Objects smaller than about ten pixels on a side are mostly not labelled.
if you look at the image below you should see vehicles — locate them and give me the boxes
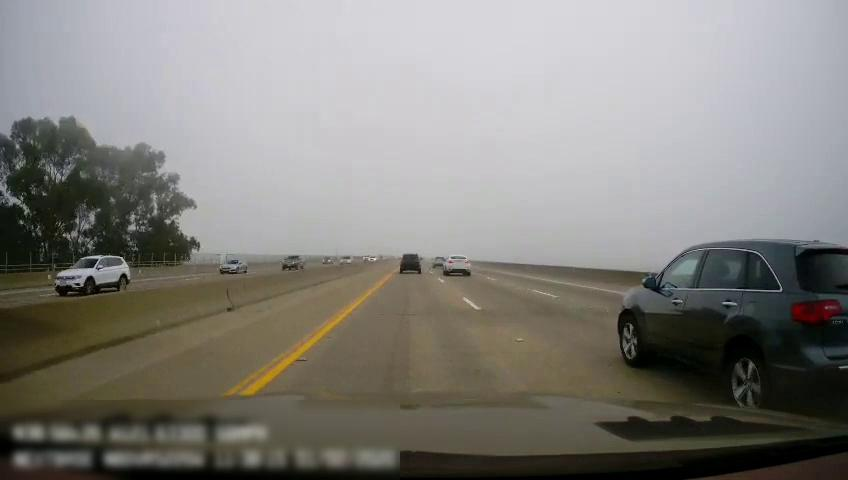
[281,255,306,271]
[367,256,379,262]
[339,255,354,265]
[321,256,336,264]
[441,255,472,277]
[432,257,446,269]
[218,258,248,274]
[615,238,848,425]
[54,255,131,296]
[399,253,424,275]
